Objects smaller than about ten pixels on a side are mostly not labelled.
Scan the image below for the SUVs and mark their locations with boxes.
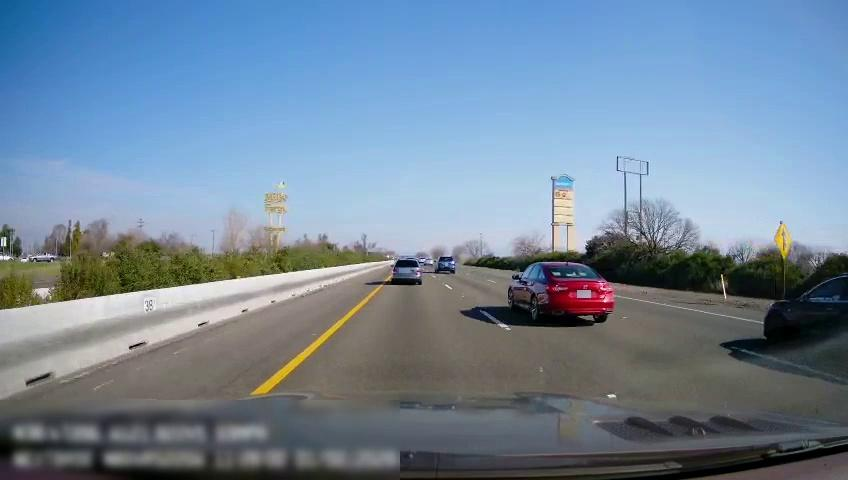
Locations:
[390,257,423,285]
[435,255,456,273]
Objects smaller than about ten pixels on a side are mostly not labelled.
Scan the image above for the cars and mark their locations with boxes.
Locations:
[762,273,848,351]
[505,261,615,326]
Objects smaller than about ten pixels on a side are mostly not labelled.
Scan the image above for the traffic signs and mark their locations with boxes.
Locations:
[775,222,791,261]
